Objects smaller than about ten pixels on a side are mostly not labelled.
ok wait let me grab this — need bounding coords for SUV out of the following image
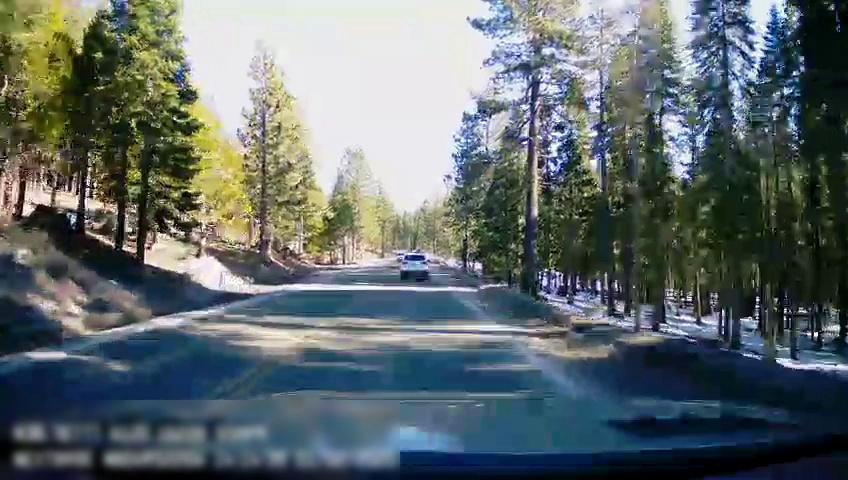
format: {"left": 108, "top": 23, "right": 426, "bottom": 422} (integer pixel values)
{"left": 400, "top": 253, "right": 429, "bottom": 280}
